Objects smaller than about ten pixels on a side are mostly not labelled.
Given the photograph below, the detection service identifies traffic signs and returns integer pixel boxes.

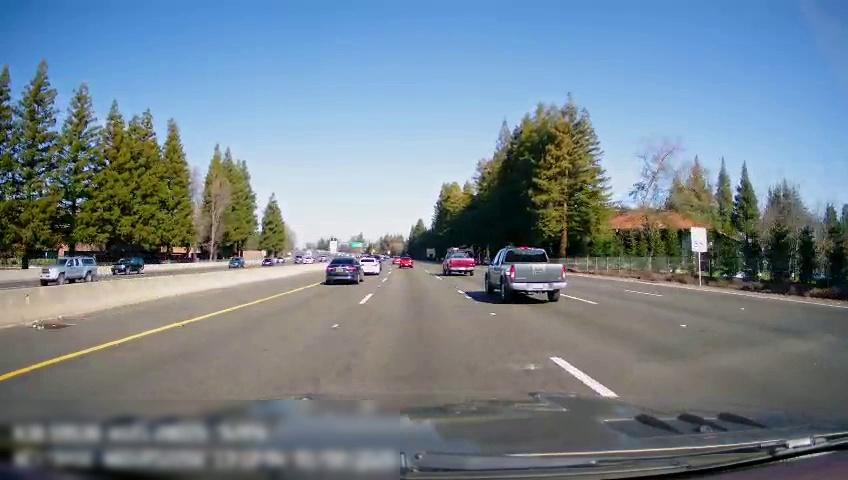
[690,226,708,253]
[351,241,363,248]
[328,236,338,254]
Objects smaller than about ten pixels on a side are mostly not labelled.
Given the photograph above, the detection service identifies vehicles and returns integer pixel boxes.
[261,258,274,267]
[357,257,381,276]
[484,247,568,304]
[399,257,414,269]
[276,256,286,264]
[366,254,383,272]
[303,257,314,265]
[440,247,476,277]
[39,255,97,287]
[294,256,304,265]
[228,257,244,269]
[325,256,365,286]
[318,256,328,263]
[110,256,145,276]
